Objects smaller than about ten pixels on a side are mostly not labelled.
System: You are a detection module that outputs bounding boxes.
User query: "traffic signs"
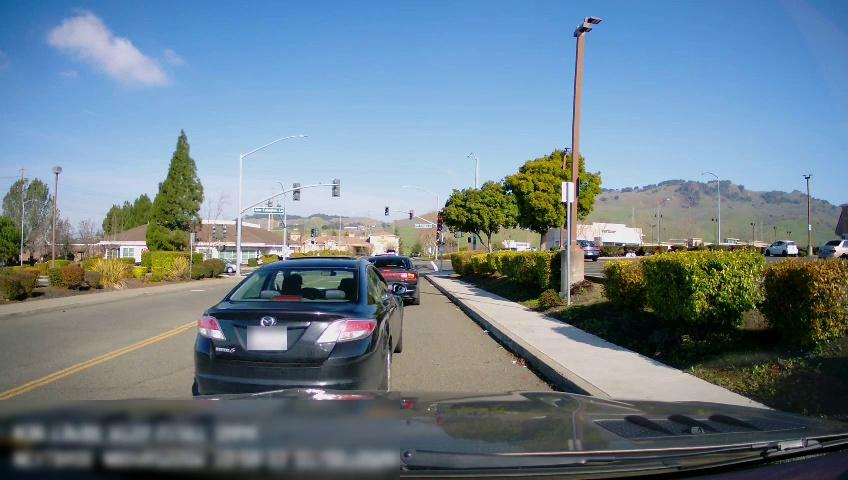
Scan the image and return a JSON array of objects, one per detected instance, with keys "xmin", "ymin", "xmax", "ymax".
[
  {"xmin": 252, "ymin": 206, "xmax": 286, "ymax": 217},
  {"xmin": 414, "ymin": 223, "xmax": 433, "ymax": 229},
  {"xmin": 561, "ymin": 181, "xmax": 575, "ymax": 203},
  {"xmin": 189, "ymin": 232, "xmax": 195, "ymax": 243}
]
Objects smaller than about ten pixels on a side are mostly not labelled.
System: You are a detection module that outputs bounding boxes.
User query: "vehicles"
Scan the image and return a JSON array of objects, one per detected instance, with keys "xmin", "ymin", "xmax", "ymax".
[
  {"xmin": 818, "ymin": 239, "xmax": 848, "ymax": 260},
  {"xmin": 563, "ymin": 239, "xmax": 602, "ymax": 262},
  {"xmin": 764, "ymin": 239, "xmax": 799, "ymax": 258},
  {"xmin": 384, "ymin": 248, "xmax": 397, "ymax": 257},
  {"xmin": 218, "ymin": 258, "xmax": 237, "ymax": 273},
  {"xmin": 365, "ymin": 255, "xmax": 422, "ymax": 306},
  {"xmin": 192, "ymin": 254, "xmax": 407, "ymax": 397}
]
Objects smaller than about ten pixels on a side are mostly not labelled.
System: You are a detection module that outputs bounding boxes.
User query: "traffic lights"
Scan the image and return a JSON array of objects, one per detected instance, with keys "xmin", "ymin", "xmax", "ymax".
[
  {"xmin": 434, "ymin": 228, "xmax": 442, "ymax": 240},
  {"xmin": 211, "ymin": 224, "xmax": 219, "ymax": 240},
  {"xmin": 292, "ymin": 183, "xmax": 301, "ymax": 201},
  {"xmin": 408, "ymin": 209, "xmax": 414, "ymax": 220},
  {"xmin": 384, "ymin": 206, "xmax": 390, "ymax": 217},
  {"xmin": 435, "ymin": 212, "xmax": 445, "ymax": 233},
  {"xmin": 331, "ymin": 179, "xmax": 341, "ymax": 198},
  {"xmin": 221, "ymin": 223, "xmax": 228, "ymax": 239}
]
